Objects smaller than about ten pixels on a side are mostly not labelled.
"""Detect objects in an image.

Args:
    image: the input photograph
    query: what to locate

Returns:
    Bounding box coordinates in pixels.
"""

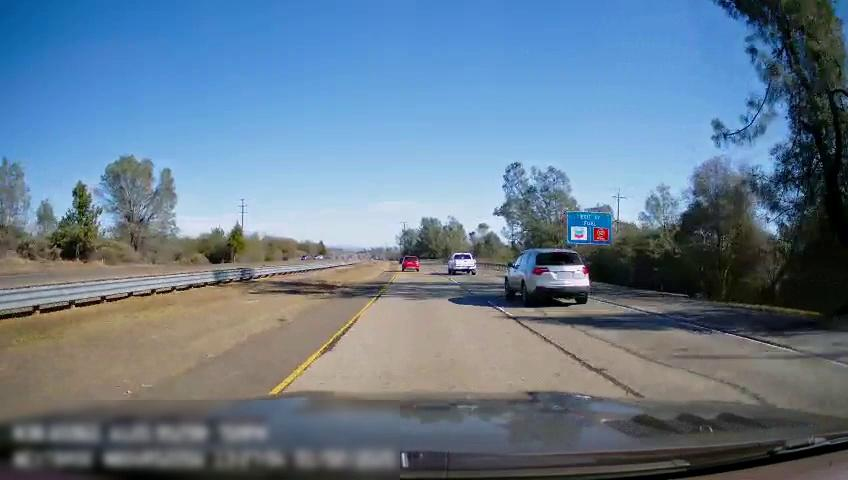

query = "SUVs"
[503,247,591,307]
[402,255,421,272]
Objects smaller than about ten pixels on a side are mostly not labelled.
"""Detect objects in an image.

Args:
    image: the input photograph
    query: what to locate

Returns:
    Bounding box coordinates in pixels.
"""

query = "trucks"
[447,252,476,277]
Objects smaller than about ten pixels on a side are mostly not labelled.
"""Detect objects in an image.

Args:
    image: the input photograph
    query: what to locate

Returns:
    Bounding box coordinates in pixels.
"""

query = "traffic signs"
[565,210,615,246]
